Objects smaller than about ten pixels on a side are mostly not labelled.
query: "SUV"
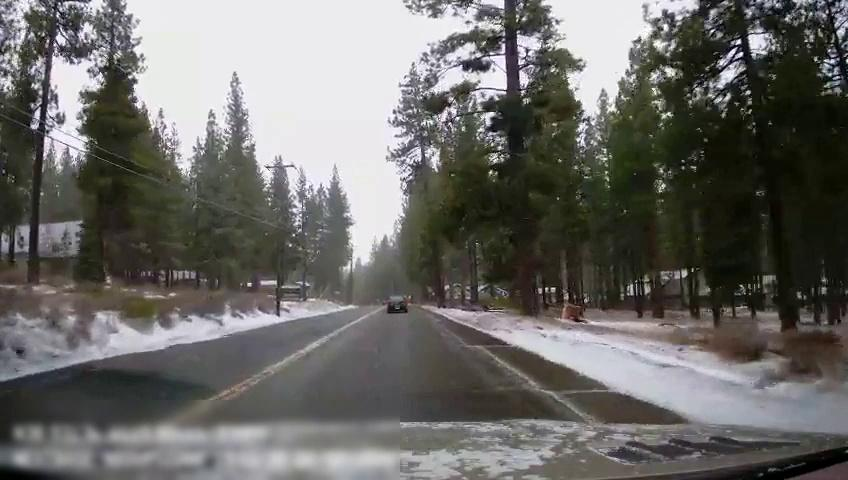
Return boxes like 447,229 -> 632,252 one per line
385,294 -> 409,313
